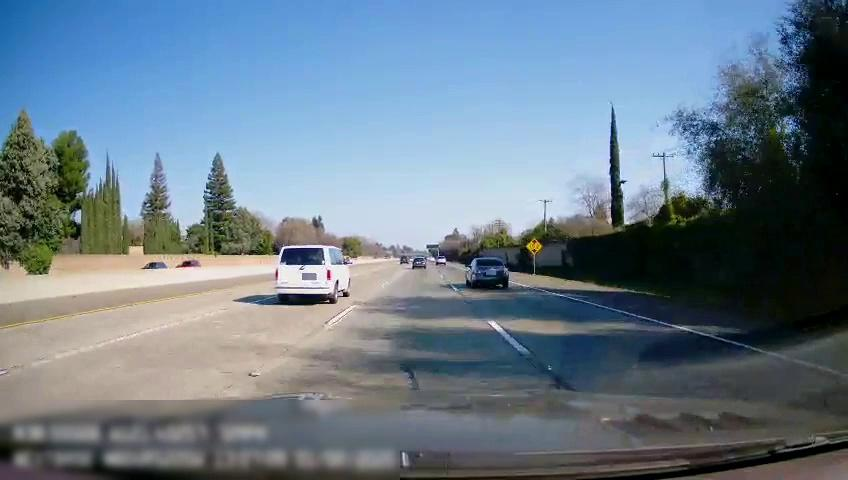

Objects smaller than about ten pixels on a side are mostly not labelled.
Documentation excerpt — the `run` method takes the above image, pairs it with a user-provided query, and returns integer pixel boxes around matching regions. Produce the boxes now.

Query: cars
[142,262,168,270]
[412,256,427,269]
[465,258,510,290]
[175,260,202,269]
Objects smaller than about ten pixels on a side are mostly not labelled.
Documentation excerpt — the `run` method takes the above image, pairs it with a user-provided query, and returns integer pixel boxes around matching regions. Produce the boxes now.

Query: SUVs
[435,255,447,265]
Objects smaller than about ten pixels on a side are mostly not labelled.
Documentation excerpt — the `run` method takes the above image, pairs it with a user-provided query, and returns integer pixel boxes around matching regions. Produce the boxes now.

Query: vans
[275,246,353,306]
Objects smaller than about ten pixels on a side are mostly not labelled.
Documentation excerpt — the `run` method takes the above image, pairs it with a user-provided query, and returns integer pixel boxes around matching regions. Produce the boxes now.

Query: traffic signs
[526,238,543,256]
